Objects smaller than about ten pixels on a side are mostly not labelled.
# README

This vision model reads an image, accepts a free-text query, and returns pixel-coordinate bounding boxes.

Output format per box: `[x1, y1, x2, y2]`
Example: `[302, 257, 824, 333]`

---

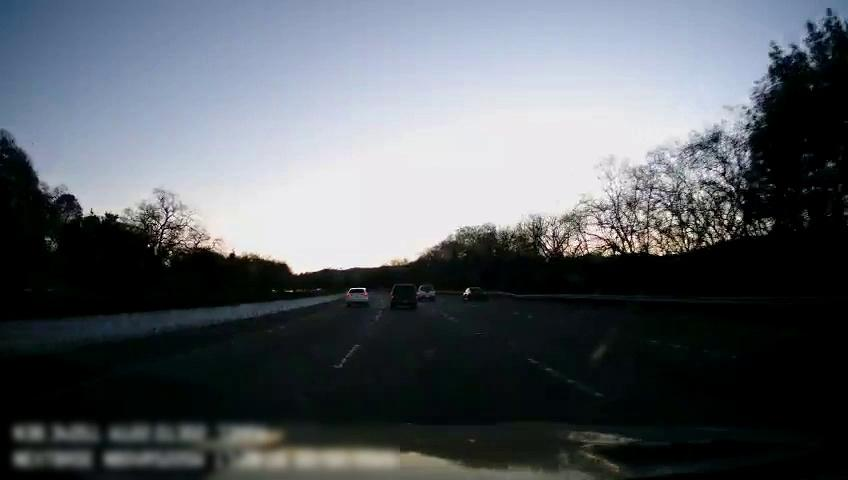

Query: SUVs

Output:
[462, 288, 482, 302]
[346, 288, 369, 308]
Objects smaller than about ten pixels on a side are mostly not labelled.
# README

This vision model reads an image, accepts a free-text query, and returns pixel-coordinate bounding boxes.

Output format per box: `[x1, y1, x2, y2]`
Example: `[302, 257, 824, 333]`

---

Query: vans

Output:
[390, 284, 418, 309]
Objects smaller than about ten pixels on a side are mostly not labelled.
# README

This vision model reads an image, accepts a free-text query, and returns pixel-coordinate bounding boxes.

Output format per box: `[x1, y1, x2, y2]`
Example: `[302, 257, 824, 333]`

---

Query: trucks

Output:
[417, 285, 436, 302]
